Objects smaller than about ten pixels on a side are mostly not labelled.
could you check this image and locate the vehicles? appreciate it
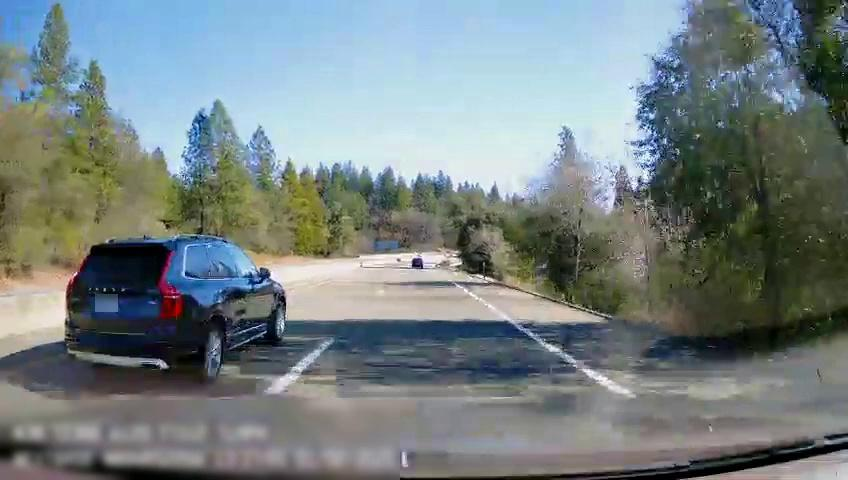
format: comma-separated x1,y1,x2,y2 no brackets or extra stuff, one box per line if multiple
412,258,424,268
64,233,289,385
